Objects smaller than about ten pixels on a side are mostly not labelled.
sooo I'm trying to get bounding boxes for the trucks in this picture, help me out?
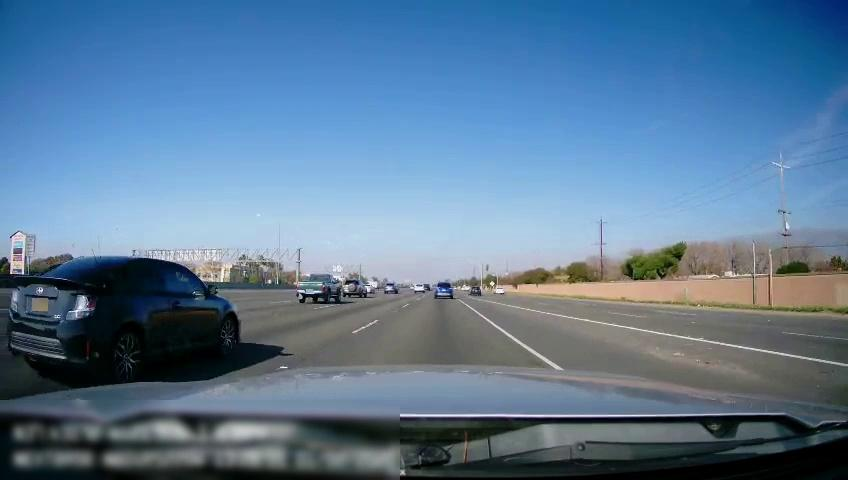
[296,273,342,305]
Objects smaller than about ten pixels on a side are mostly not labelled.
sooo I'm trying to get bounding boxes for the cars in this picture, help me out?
[360,283,375,294]
[493,286,505,295]
[467,286,482,296]
[6,255,243,386]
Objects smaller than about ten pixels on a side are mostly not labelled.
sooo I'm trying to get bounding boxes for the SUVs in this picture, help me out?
[413,283,425,294]
[342,279,367,299]
[384,283,399,295]
[434,281,454,300]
